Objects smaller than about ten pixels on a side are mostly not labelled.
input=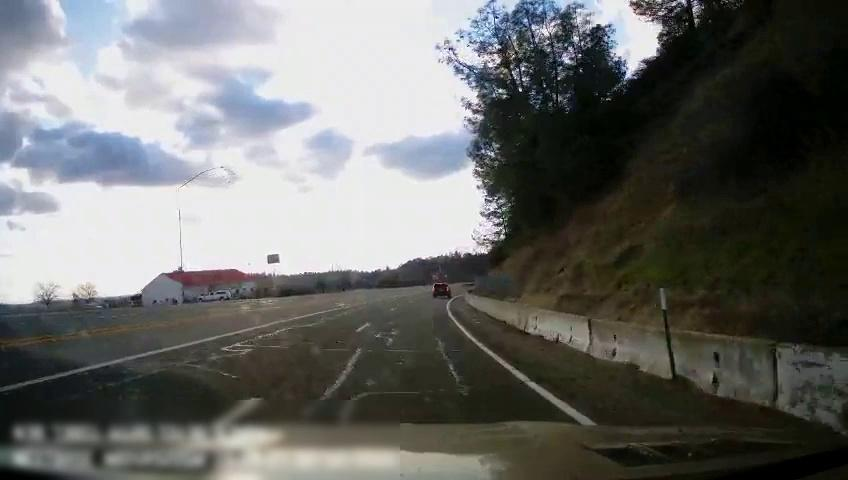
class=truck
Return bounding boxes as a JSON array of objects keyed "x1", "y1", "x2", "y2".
[{"x1": 198, "y1": 292, "x2": 226, "y2": 303}]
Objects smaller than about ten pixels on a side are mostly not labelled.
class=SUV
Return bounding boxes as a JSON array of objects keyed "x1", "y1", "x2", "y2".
[{"x1": 433, "y1": 283, "x2": 451, "y2": 300}]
